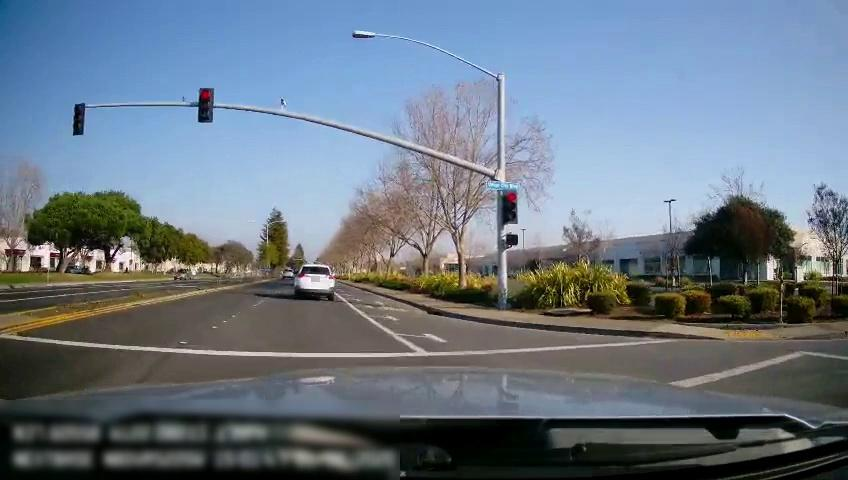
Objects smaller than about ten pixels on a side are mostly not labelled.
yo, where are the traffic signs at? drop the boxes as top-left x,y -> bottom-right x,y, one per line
489,180 -> 520,192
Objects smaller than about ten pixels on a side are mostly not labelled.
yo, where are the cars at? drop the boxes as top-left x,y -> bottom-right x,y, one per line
174,268 -> 193,281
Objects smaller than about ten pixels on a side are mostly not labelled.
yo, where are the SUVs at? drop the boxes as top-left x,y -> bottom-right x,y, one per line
282,267 -> 295,280
292,264 -> 336,302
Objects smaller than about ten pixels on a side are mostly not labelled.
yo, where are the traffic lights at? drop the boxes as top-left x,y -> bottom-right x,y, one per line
500,188 -> 520,226
72,101 -> 86,137
196,86 -> 214,126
